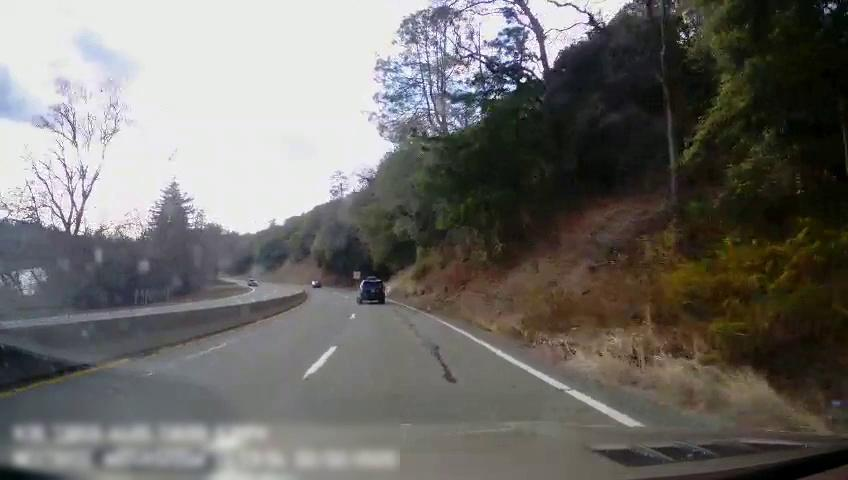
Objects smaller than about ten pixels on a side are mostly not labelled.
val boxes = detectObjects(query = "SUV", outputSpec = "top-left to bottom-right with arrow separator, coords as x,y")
357,279 -> 386,305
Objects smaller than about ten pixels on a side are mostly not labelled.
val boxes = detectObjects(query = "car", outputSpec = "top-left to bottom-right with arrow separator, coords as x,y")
311,280 -> 323,288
